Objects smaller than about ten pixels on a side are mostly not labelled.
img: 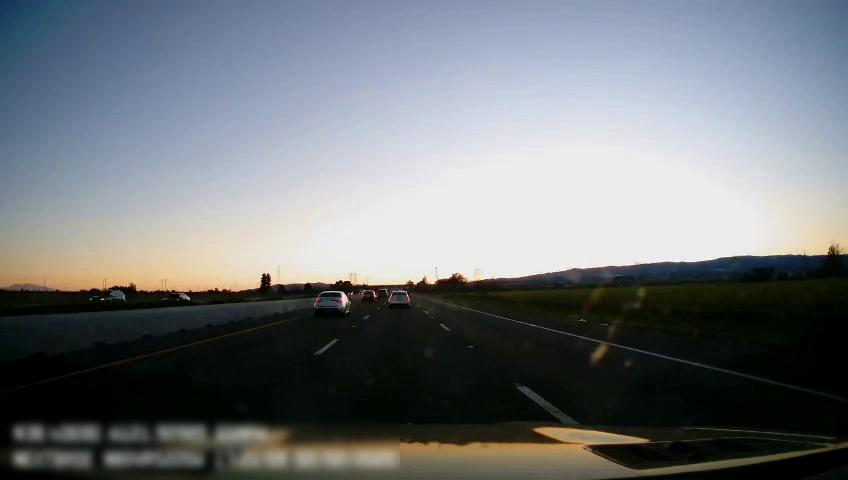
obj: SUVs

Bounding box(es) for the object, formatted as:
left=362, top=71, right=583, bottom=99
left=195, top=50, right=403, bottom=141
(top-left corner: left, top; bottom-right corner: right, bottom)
left=89, top=288, right=126, bottom=303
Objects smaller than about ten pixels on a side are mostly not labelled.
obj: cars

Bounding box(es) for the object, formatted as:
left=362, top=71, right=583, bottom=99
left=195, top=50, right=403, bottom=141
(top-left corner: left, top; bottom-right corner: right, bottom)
left=360, top=290, right=377, bottom=304
left=161, top=292, right=191, bottom=303
left=312, top=291, right=352, bottom=320
left=387, top=290, right=412, bottom=306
